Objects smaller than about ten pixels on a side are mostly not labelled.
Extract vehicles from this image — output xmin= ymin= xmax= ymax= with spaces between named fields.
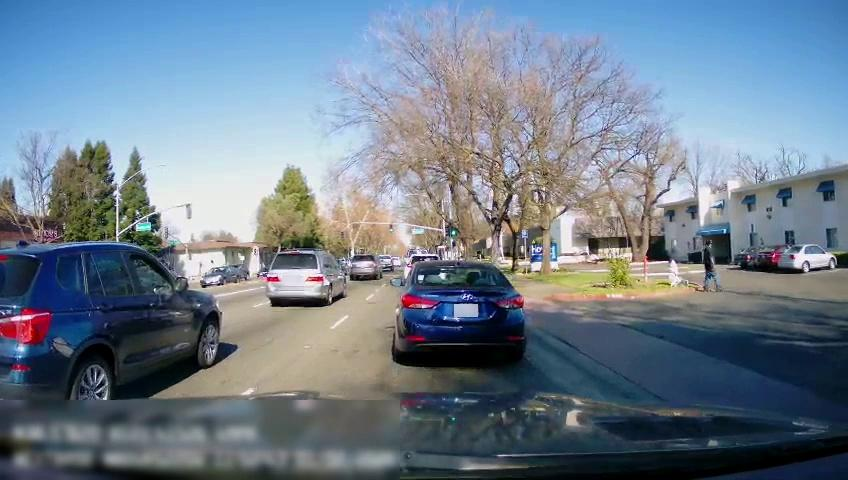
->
xmin=405 ymin=247 xmax=429 ymax=264
xmin=733 ymin=247 xmax=761 ymax=269
xmin=257 ymin=266 xmax=269 ymax=278
xmin=349 ymin=255 xmax=384 ymax=281
xmin=377 ymin=255 xmax=394 ymax=272
xmin=265 ymin=249 xmax=350 ymax=307
xmin=199 ymin=269 xmax=239 ymax=289
xmin=777 ymin=245 xmax=839 ymax=273
xmin=404 ymin=254 xmax=443 ymax=280
xmin=219 ymin=264 xmax=249 ymax=280
xmin=0 ymin=239 xmax=225 ymax=411
xmin=750 ymin=245 xmax=792 ymax=270
xmin=393 ymin=258 xmax=529 ymax=368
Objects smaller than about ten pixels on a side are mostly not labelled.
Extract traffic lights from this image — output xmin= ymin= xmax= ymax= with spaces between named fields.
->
xmin=450 ymin=224 xmax=459 ymax=239
xmin=444 ymin=225 xmax=449 ymax=237
xmin=183 ymin=203 xmax=193 ymax=224
xmin=163 ymin=223 xmax=168 ymax=235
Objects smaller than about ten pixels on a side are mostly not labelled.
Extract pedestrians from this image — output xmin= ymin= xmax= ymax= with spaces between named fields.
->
xmin=701 ymin=241 xmax=721 ymax=290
